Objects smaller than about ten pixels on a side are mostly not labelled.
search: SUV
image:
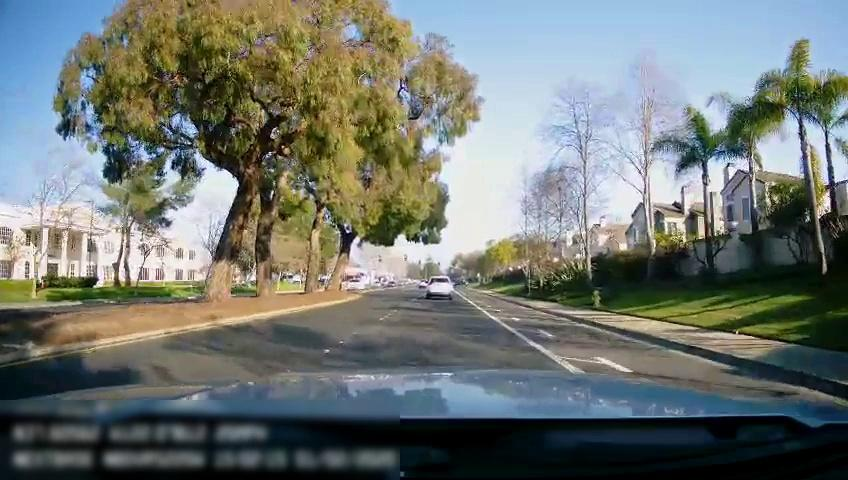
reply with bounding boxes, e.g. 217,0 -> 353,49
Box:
424,277 -> 454,301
